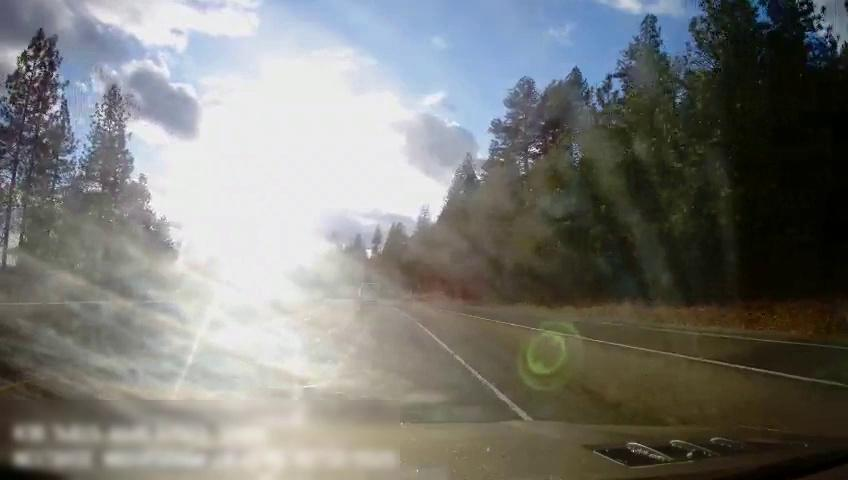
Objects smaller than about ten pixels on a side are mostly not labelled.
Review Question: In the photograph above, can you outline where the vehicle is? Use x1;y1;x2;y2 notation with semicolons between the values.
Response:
356;284;378;306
